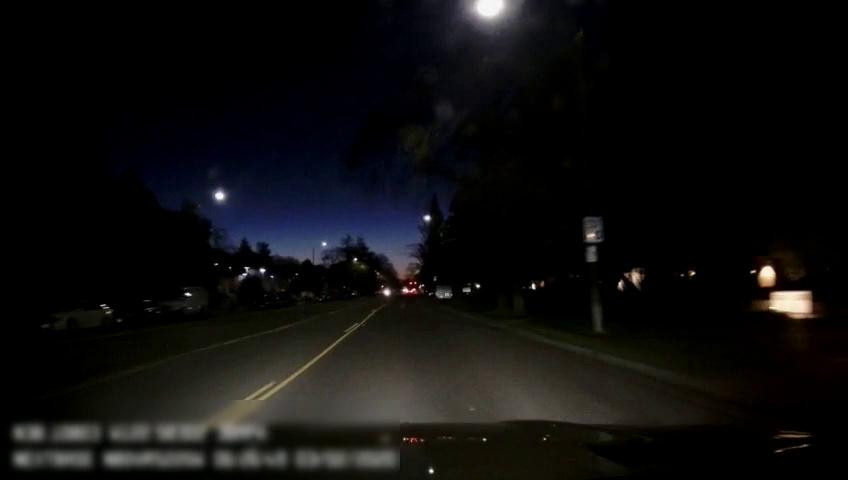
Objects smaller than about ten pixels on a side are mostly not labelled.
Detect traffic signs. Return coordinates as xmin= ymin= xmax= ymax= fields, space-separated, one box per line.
xmin=584 ymin=216 xmax=603 ymax=242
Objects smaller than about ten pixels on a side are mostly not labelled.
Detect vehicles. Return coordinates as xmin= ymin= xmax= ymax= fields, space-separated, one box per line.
xmin=434 ymin=284 xmax=453 ymax=302
xmin=147 ymin=286 xmax=209 ymax=321
xmin=35 ymin=299 xmax=114 ymax=336
xmin=253 ymin=294 xmax=290 ymax=310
